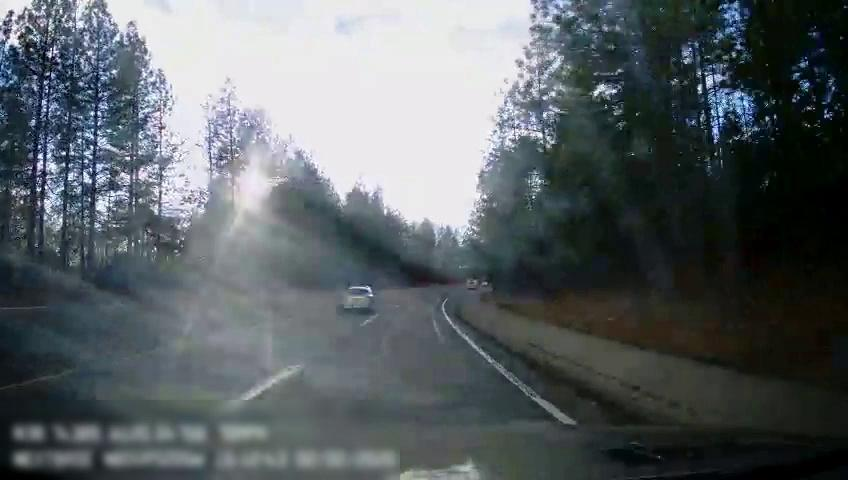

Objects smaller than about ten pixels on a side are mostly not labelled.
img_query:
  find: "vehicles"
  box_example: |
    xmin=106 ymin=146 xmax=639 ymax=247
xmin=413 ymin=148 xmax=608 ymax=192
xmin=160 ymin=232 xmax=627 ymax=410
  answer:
xmin=466 ymin=278 xmax=479 ymax=291
xmin=343 ymin=286 xmax=374 ymax=314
